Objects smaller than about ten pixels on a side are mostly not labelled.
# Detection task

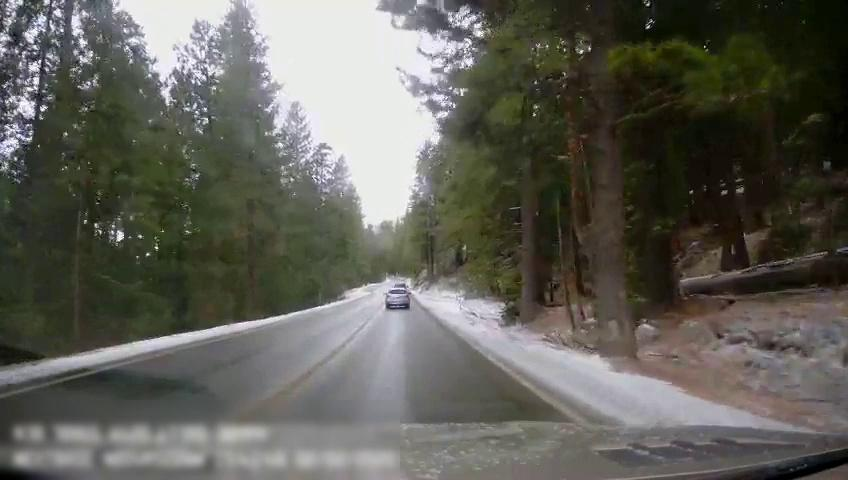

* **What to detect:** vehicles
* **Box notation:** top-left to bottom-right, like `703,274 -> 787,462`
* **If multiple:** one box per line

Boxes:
393,284 -> 408,290
384,288 -> 412,310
